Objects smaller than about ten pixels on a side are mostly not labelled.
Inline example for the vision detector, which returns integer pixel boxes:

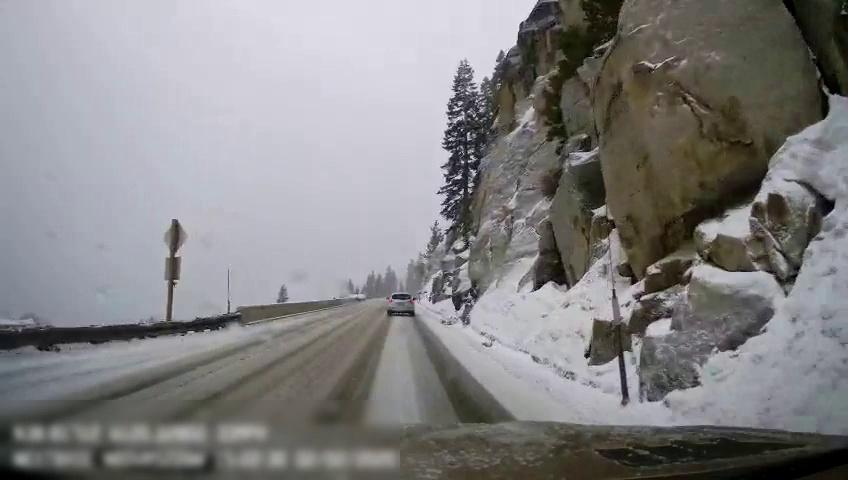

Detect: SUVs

[384,292,417,317]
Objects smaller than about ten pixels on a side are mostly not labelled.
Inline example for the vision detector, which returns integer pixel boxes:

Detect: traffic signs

[161,218,189,252]
[164,257,181,280]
